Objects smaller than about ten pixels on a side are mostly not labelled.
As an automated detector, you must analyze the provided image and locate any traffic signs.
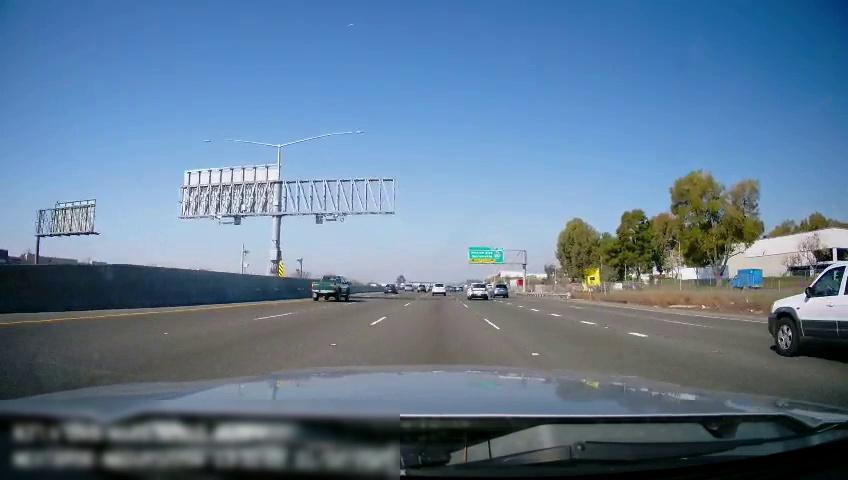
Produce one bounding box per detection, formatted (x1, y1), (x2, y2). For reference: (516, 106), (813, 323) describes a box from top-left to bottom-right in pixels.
(278, 260), (286, 278)
(469, 245), (505, 265)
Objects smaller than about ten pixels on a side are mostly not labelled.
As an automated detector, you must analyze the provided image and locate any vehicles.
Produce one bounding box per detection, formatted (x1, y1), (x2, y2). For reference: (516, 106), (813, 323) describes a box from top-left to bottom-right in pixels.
(509, 278), (523, 288)
(416, 284), (427, 293)
(311, 274), (351, 302)
(767, 260), (848, 358)
(383, 283), (399, 295)
(466, 282), (489, 300)
(404, 283), (415, 292)
(586, 267), (612, 293)
(431, 282), (447, 297)
(489, 284), (509, 299)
